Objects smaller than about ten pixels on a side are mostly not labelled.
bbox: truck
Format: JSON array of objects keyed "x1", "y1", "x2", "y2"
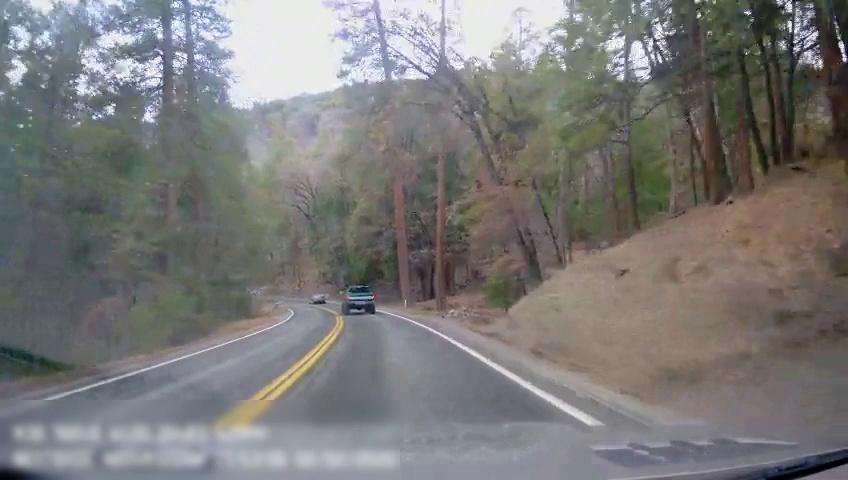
[{"x1": 341, "y1": 286, "x2": 375, "y2": 316}]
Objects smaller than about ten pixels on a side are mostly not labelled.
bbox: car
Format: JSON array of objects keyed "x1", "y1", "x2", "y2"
[{"x1": 309, "y1": 293, "x2": 326, "y2": 305}]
